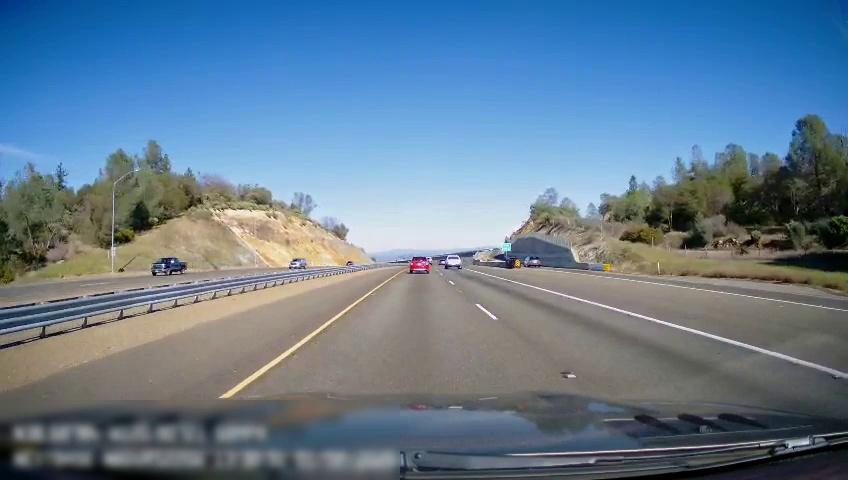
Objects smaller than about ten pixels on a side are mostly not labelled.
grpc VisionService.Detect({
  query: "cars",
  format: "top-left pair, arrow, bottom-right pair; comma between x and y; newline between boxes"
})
287,257 -> 309,270
409,257 -> 430,273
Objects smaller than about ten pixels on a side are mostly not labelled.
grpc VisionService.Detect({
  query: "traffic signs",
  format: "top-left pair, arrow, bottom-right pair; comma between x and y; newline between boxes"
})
501,243 -> 512,252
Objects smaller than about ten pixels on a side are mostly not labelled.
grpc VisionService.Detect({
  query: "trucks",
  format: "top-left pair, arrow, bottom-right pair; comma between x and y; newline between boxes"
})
444,256 -> 463,270
150,256 -> 188,276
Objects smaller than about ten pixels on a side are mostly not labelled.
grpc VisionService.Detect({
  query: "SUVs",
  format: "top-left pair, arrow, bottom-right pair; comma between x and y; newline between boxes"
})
527,257 -> 542,268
